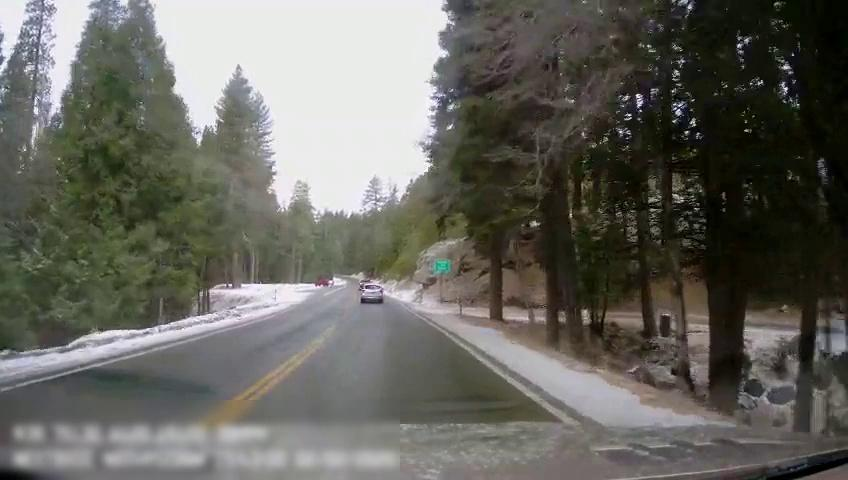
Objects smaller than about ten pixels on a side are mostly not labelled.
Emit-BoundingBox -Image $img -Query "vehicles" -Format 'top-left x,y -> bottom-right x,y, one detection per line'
314,274 -> 336,289
360,281 -> 384,304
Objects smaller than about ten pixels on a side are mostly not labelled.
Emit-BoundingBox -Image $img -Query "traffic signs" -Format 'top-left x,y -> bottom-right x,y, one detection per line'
432,258 -> 453,274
